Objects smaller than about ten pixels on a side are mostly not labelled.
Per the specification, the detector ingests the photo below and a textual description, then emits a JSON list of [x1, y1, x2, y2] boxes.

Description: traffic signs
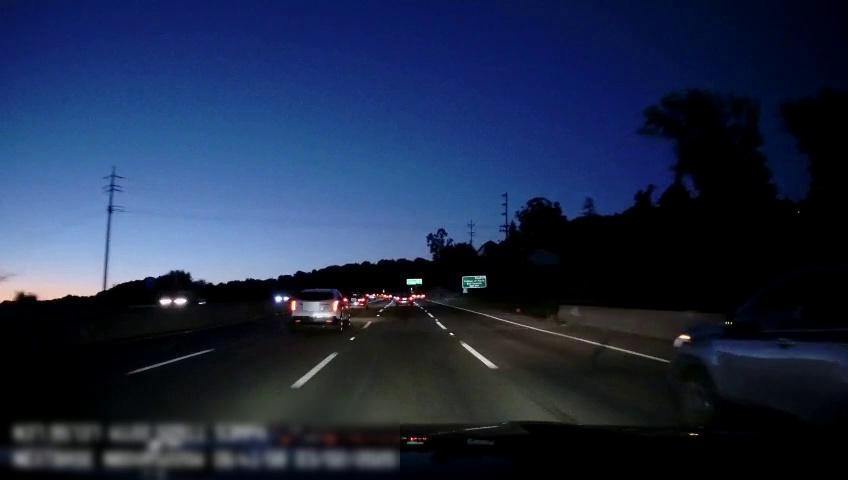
[[462, 276, 487, 289], [406, 278, 423, 285]]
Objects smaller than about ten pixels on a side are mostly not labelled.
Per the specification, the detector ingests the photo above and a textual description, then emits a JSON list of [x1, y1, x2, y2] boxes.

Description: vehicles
[[394, 290, 415, 307], [288, 288, 352, 334], [412, 288, 426, 301], [345, 291, 370, 313], [159, 292, 198, 308], [665, 279, 848, 436]]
